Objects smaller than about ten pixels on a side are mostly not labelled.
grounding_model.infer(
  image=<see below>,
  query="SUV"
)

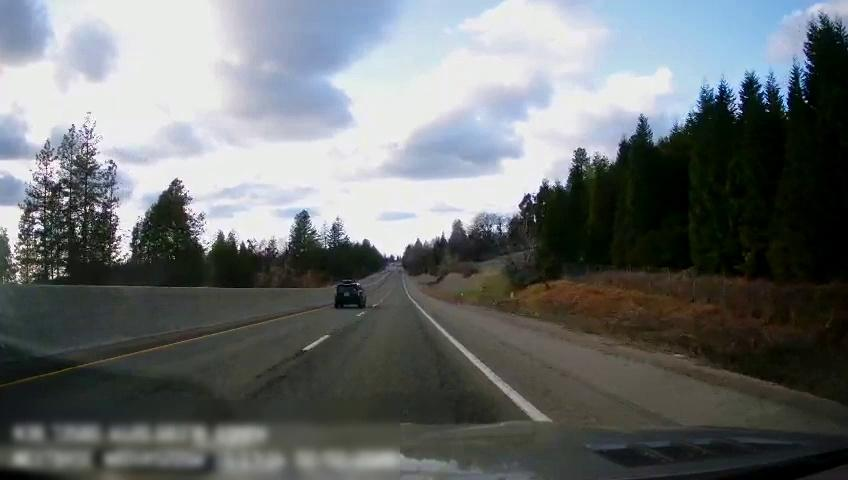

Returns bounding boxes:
[334,281,367,310]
